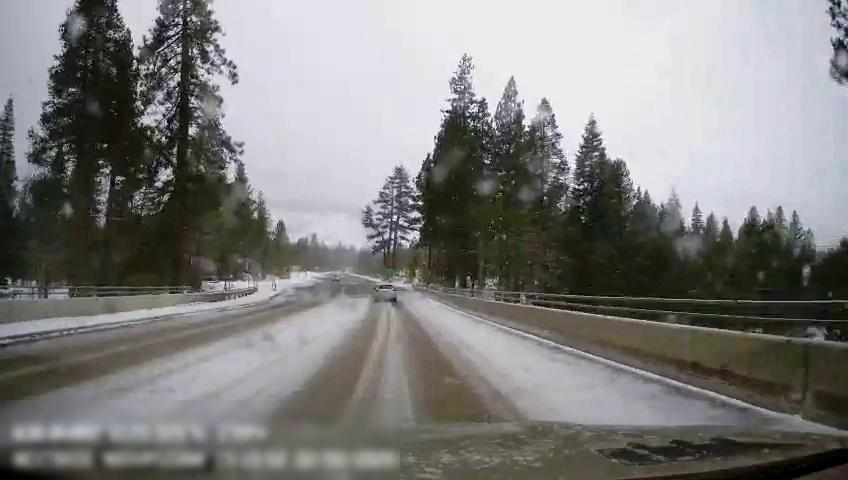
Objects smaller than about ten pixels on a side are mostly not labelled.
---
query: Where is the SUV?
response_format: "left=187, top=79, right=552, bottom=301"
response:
left=372, top=284, right=396, bottom=303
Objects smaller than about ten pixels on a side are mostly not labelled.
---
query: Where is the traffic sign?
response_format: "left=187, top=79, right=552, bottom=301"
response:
left=383, top=267, right=395, bottom=277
